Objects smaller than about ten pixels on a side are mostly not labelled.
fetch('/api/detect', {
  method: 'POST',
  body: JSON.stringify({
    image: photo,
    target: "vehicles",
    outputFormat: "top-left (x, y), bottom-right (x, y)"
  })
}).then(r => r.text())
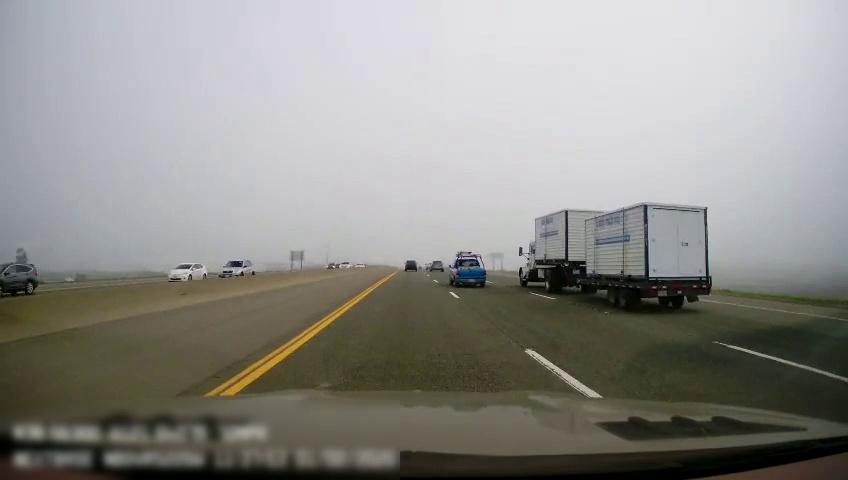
top-left (217, 259), bottom-right (257, 279)
top-left (325, 263), bottom-right (341, 270)
top-left (338, 261), bottom-right (353, 270)
top-left (429, 260), bottom-right (445, 273)
top-left (0, 262), bottom-right (39, 296)
top-left (404, 260), bottom-right (418, 272)
top-left (517, 208), bottom-right (608, 296)
top-left (354, 263), bottom-right (368, 269)
top-left (447, 250), bottom-right (488, 289)
top-left (167, 262), bottom-right (208, 282)
top-left (576, 200), bottom-right (713, 312)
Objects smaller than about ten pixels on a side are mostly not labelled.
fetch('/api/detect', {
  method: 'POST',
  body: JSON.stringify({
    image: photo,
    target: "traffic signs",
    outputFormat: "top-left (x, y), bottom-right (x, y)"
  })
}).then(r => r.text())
top-left (288, 249), bottom-right (306, 262)
top-left (490, 252), bottom-right (505, 260)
